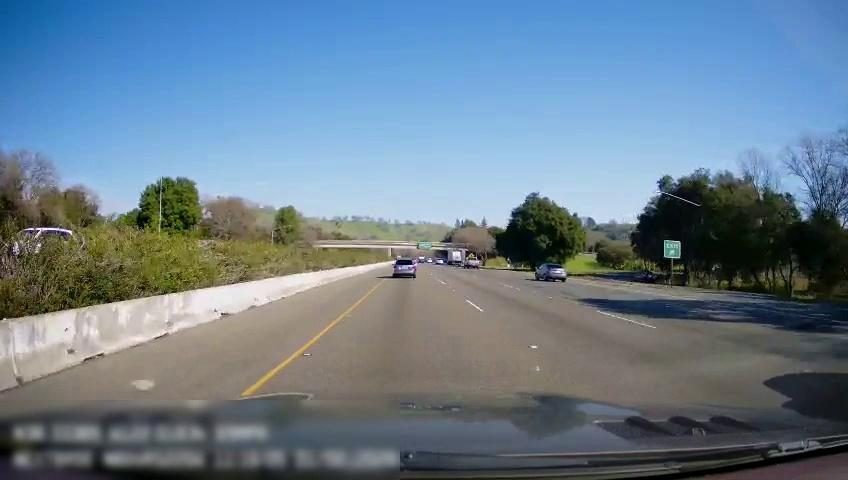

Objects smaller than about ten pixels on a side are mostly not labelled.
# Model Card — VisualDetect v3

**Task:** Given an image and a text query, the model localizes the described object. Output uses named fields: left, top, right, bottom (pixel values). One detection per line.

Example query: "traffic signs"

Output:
left=417, top=241, right=433, bottom=250
left=663, top=239, right=683, bottom=258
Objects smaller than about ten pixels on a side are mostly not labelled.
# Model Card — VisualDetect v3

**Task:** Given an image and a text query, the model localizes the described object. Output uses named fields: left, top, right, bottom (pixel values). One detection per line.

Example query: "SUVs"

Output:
left=392, top=260, right=417, bottom=278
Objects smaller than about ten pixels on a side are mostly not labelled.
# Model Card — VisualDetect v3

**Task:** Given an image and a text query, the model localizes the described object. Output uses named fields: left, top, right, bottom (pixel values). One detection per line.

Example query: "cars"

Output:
left=0, top=226, right=78, bottom=257
left=631, top=267, right=658, bottom=284
left=534, top=262, right=568, bottom=283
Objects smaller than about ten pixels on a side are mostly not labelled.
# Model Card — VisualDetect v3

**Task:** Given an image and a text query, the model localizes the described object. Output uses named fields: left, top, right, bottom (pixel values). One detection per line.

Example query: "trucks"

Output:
left=447, top=249, right=462, bottom=266
left=463, top=257, right=480, bottom=270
